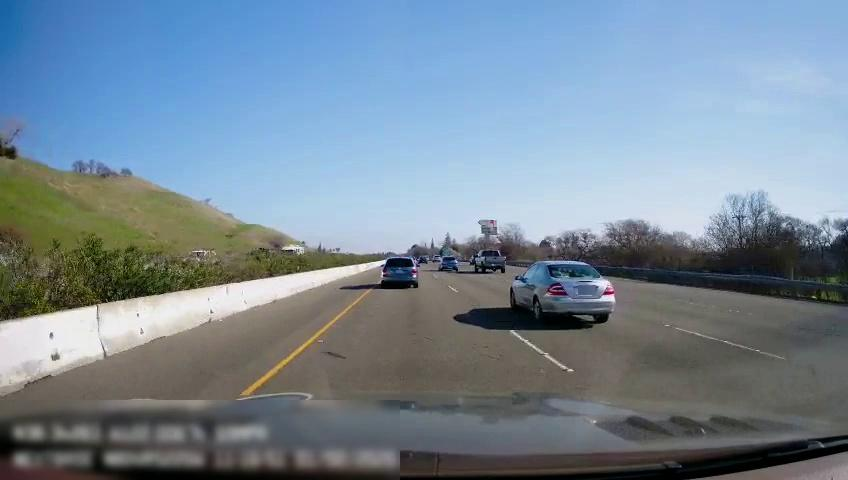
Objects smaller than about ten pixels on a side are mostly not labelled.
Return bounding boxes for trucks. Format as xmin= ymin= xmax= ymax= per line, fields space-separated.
xmin=474 ymin=251 xmax=506 ymax=273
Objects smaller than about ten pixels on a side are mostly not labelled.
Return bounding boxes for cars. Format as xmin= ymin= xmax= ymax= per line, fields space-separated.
xmin=508 ymin=261 xmax=617 ymax=324
xmin=438 ymin=255 xmax=458 ymax=272
xmin=381 ymin=258 xmax=420 ymax=289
